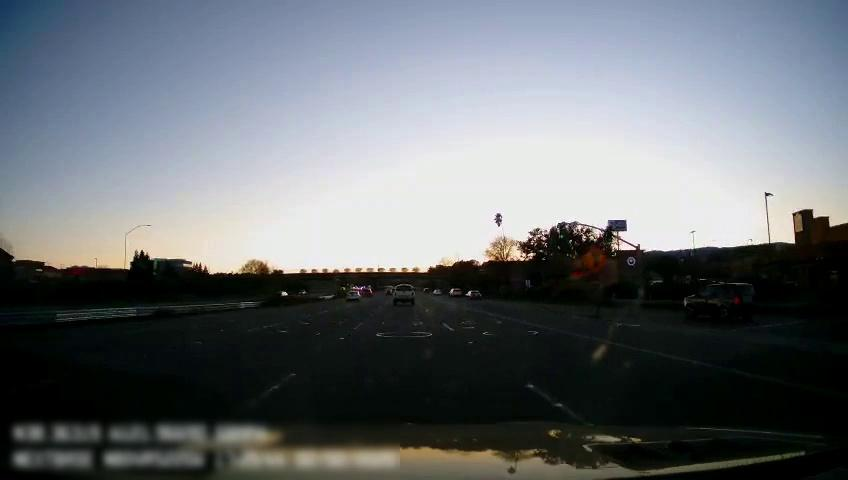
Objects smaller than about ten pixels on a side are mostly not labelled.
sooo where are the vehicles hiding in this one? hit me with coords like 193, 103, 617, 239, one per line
393, 283, 417, 308
276, 291, 289, 296
448, 288, 462, 298
683, 283, 757, 323
361, 288, 373, 298
346, 290, 360, 302
465, 290, 481, 301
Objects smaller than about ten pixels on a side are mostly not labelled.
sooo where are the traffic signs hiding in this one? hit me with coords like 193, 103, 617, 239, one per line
583, 247, 608, 275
